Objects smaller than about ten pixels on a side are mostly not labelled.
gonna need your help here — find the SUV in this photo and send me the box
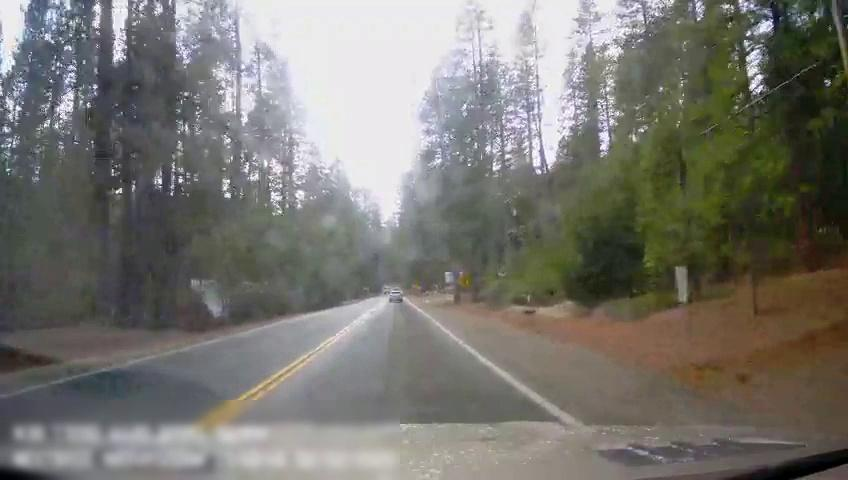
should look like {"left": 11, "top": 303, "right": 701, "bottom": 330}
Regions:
{"left": 388, "top": 289, "right": 403, "bottom": 302}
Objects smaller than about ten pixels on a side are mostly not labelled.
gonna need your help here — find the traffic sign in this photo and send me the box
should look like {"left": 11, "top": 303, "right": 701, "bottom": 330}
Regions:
{"left": 459, "top": 277, "right": 471, "bottom": 288}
